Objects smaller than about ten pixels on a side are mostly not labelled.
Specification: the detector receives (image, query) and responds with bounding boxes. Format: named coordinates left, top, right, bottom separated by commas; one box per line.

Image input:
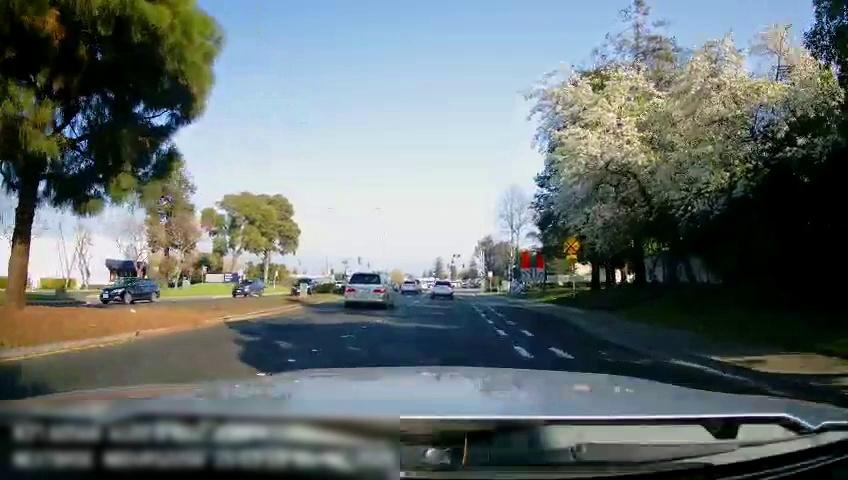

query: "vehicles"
left=344, top=271, right=394, bottom=309
left=414, top=278, right=423, bottom=293
left=99, top=276, right=161, bottom=305
left=431, top=281, right=455, bottom=299
left=289, top=277, right=321, bottom=295
left=400, top=280, right=419, bottom=294
left=231, top=279, right=265, bottom=298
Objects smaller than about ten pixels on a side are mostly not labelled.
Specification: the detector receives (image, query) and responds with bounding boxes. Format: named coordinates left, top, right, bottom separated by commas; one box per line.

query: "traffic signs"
left=563, top=237, right=581, bottom=255
left=565, top=254, right=579, bottom=263
left=520, top=270, right=547, bottom=284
